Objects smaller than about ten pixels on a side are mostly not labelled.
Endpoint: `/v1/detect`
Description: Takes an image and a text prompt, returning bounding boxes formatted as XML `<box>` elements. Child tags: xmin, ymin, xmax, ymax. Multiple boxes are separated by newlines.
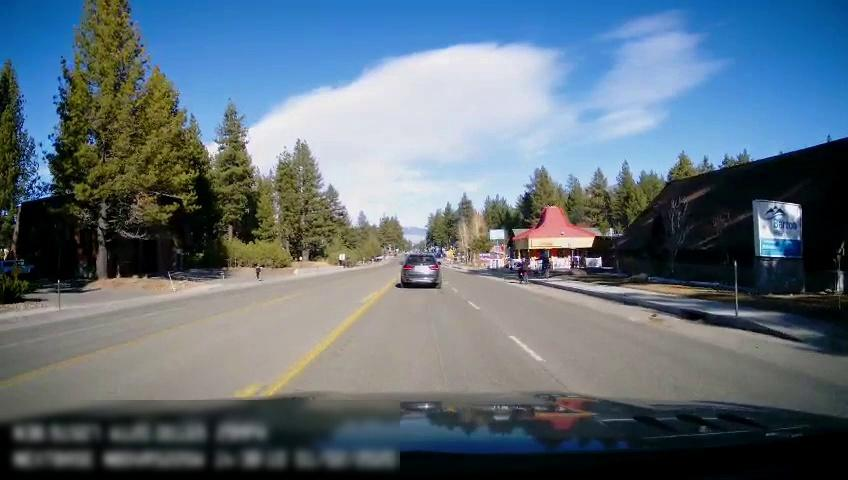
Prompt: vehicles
<box><xmin>0</xmin><ymin>255</ymin><xmax>34</xmax><ymax>273</ymax></box>
<box><xmin>401</xmin><ymin>256</ymin><xmax>440</xmax><ymax>290</ymax></box>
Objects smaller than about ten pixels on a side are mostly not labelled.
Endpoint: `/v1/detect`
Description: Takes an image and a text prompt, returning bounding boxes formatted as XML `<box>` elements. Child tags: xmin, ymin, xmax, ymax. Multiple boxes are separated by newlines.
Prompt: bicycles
<box><xmin>516</xmin><ymin>257</ymin><xmax>529</xmax><ymax>285</ymax></box>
